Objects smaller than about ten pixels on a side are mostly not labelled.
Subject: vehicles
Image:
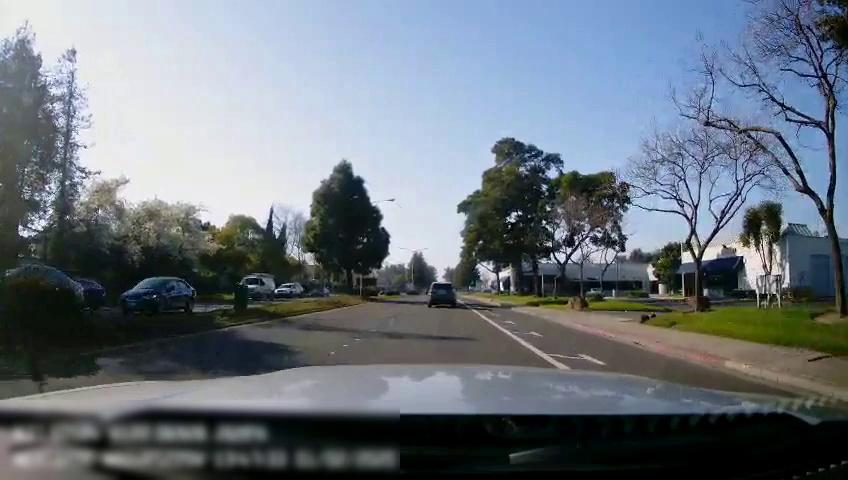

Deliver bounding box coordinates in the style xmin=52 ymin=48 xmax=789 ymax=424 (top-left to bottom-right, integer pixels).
xmin=273 ymin=283 xmax=305 ymax=298
xmin=73 ymin=279 xmax=107 ymax=312
xmin=586 ymin=287 xmax=602 ymax=292
xmin=427 ymin=282 xmax=460 ymax=309
xmin=240 ymin=274 xmax=276 ymax=302
xmin=0 ymin=267 xmax=85 ymax=309
xmin=119 ymin=276 xmax=197 ymax=317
